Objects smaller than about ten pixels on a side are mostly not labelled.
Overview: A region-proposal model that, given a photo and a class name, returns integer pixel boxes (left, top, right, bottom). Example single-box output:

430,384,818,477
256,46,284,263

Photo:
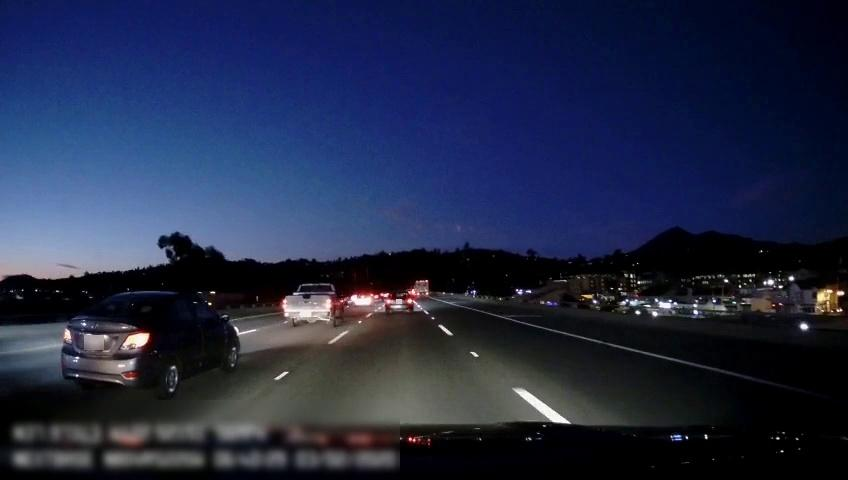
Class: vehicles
355,292,375,306
283,283,345,328
415,280,428,297
195,290,245,310
385,290,414,315
370,290,384,302
61,291,242,401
